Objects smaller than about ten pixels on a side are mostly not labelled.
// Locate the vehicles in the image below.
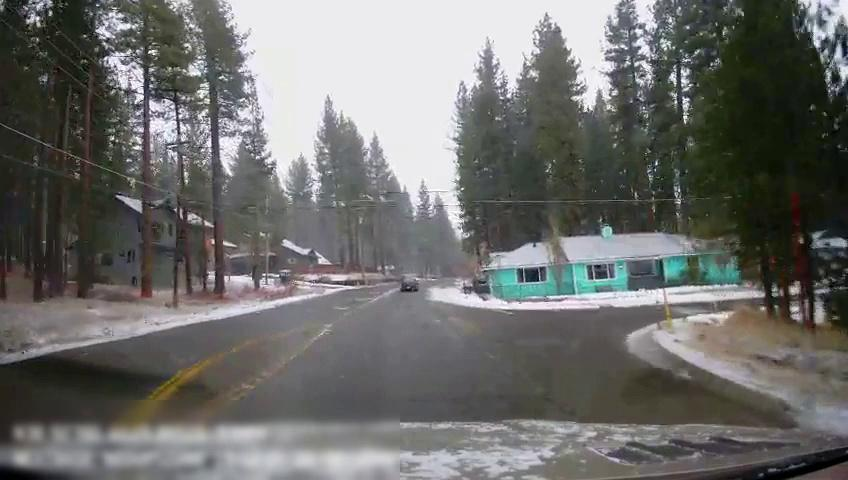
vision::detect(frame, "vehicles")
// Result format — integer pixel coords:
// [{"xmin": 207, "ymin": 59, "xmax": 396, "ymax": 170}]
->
[
  {"xmin": 819, "ymin": 291, "xmax": 848, "ymax": 325},
  {"xmin": 400, "ymin": 281, "xmax": 418, "ymax": 292}
]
